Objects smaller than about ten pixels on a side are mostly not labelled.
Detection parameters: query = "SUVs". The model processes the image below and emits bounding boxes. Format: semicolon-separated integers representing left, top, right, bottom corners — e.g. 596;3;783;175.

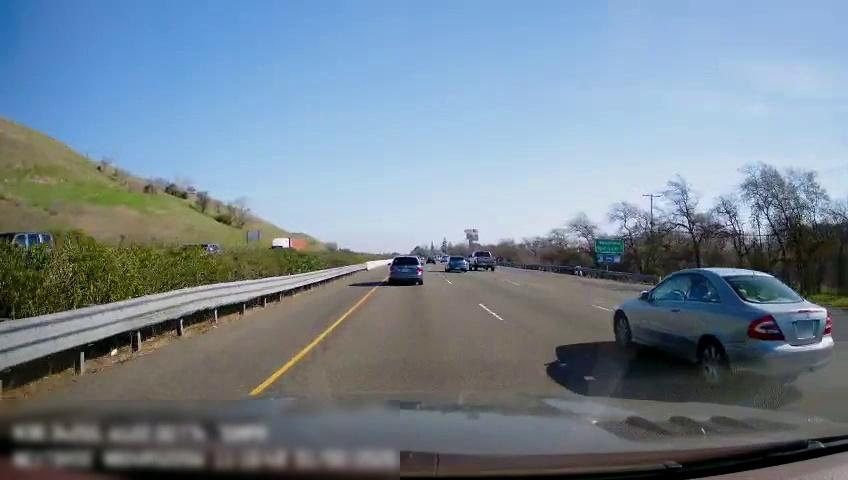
0;231;57;249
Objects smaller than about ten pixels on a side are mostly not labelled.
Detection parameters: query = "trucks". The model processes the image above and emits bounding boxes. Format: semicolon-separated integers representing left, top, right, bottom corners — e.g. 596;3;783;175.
468;252;496;271
272;238;311;250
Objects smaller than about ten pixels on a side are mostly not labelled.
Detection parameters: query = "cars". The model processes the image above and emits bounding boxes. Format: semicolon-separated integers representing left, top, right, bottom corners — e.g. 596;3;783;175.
611;267;835;395
426;256;436;265
445;257;468;273
388;257;424;287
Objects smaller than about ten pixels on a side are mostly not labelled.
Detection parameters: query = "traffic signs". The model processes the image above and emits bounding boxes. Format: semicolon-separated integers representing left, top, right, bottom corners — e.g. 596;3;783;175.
595;239;625;254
